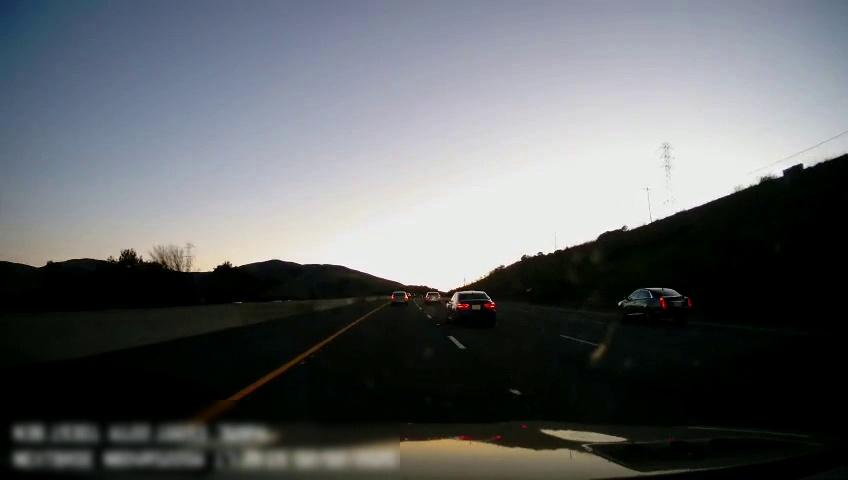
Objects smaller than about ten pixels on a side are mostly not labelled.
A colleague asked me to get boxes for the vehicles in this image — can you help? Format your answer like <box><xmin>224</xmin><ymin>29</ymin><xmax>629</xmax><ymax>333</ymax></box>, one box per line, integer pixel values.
<box><xmin>424</xmin><ymin>292</ymin><xmax>440</xmax><ymax>304</ymax></box>
<box><xmin>616</xmin><ymin>288</ymin><xmax>691</xmax><ymax>325</ymax></box>
<box><xmin>444</xmin><ymin>291</ymin><xmax>496</xmax><ymax>326</ymax></box>
<box><xmin>391</xmin><ymin>291</ymin><xmax>408</xmax><ymax>306</ymax></box>
<box><xmin>230</xmin><ymin>302</ymin><xmax>243</xmax><ymax>306</ymax></box>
